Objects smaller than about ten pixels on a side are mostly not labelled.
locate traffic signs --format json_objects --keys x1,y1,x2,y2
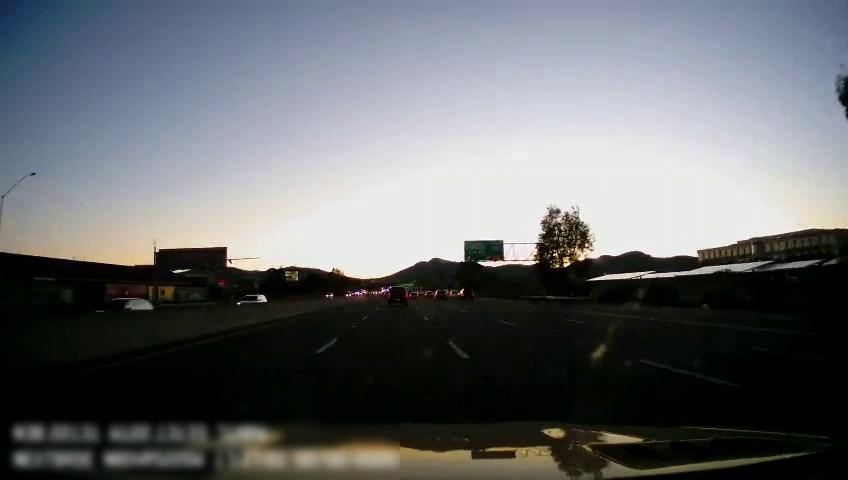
[{"x1": 463, "y1": 239, "x2": 505, "y2": 262}]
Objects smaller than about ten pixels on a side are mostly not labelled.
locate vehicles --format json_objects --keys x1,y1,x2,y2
[
  {"x1": 458, "y1": 287, "x2": 475, "y2": 299},
  {"x1": 387, "y1": 285, "x2": 409, "y2": 308},
  {"x1": 236, "y1": 294, "x2": 268, "y2": 306},
  {"x1": 408, "y1": 291, "x2": 419, "y2": 300},
  {"x1": 448, "y1": 290, "x2": 458, "y2": 299},
  {"x1": 95, "y1": 297, "x2": 155, "y2": 312},
  {"x1": 434, "y1": 289, "x2": 448, "y2": 301},
  {"x1": 424, "y1": 290, "x2": 434, "y2": 298}
]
